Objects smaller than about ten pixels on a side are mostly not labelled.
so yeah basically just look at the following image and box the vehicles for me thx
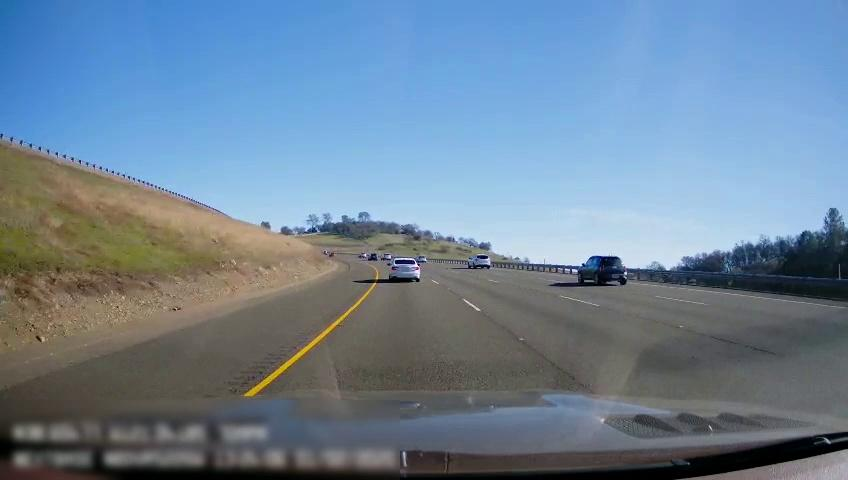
[367,253,378,261]
[387,257,421,283]
[415,255,427,263]
[467,254,490,270]
[578,256,626,286]
[382,253,394,261]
